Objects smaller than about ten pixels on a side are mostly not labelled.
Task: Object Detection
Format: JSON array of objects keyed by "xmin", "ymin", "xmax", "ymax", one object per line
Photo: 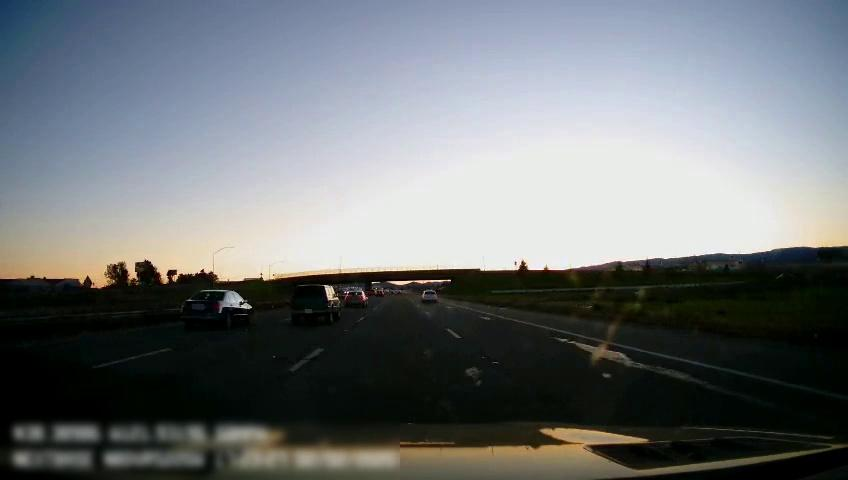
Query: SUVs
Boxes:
[
  {"xmin": 422, "ymin": 290, "xmax": 438, "ymax": 303},
  {"xmin": 288, "ymin": 285, "xmax": 342, "ymax": 327}
]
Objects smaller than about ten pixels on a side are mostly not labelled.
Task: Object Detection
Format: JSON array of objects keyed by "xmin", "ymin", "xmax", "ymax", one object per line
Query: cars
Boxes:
[
  {"xmin": 344, "ymin": 291, "xmax": 368, "ymax": 308},
  {"xmin": 179, "ymin": 289, "xmax": 254, "ymax": 334}
]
